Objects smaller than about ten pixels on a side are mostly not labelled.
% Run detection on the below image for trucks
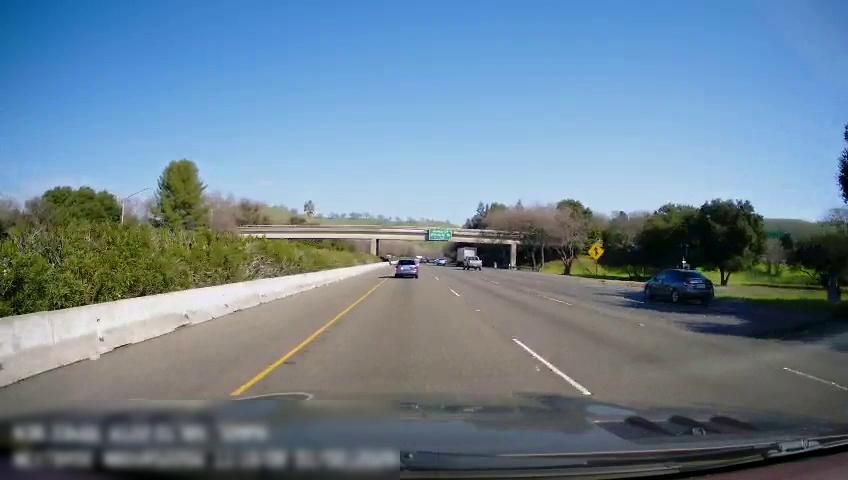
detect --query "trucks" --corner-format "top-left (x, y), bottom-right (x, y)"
top-left (463, 256), bottom-right (483, 271)
top-left (456, 247), bottom-right (477, 267)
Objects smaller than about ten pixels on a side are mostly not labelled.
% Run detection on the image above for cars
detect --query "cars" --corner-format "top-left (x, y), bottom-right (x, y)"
top-left (642, 267), bottom-right (715, 304)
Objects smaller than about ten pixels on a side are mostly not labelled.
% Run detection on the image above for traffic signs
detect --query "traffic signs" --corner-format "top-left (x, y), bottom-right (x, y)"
top-left (587, 241), bottom-right (605, 260)
top-left (427, 227), bottom-right (453, 241)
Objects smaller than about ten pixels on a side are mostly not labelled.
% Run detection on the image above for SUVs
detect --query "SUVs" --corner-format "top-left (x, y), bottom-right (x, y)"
top-left (393, 258), bottom-right (419, 279)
